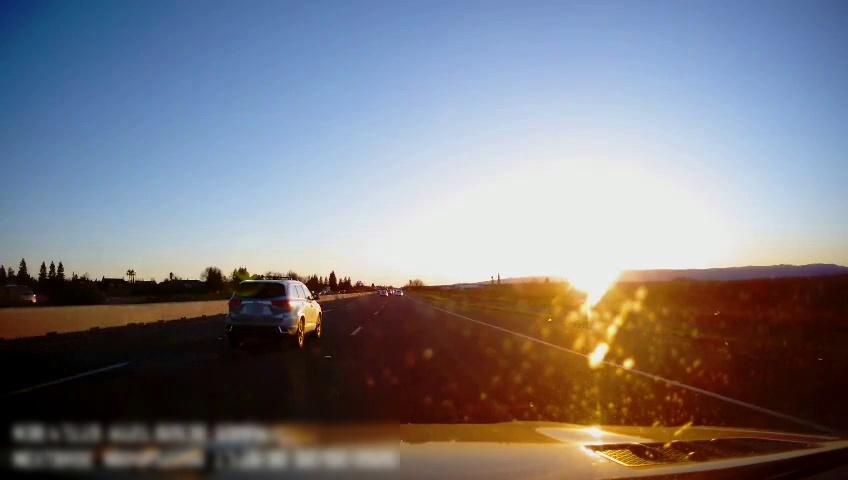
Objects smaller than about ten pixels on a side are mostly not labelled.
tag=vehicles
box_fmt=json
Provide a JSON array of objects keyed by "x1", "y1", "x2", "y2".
[
  {"x1": 227, "y1": 275, "x2": 323, "y2": 352},
  {"x1": 0, "y1": 284, "x2": 37, "y2": 309}
]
